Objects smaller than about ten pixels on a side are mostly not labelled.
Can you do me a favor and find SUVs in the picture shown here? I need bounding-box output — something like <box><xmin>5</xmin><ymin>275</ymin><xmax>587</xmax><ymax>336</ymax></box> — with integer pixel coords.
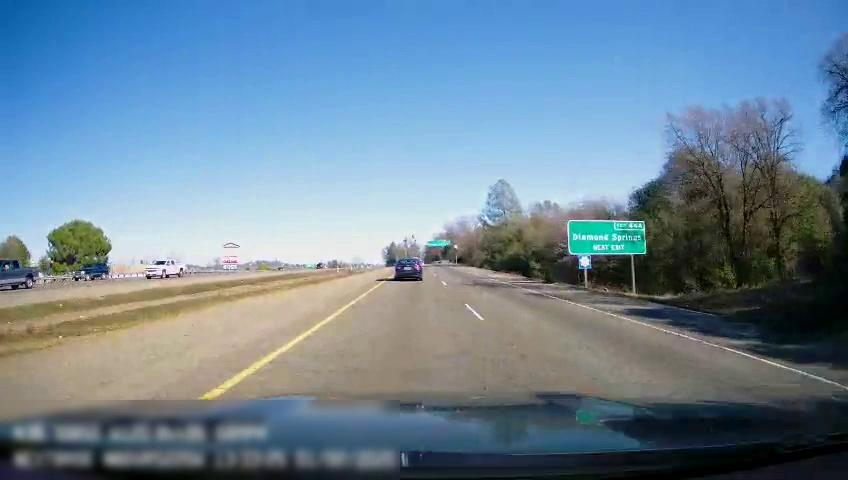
<box><xmin>71</xmin><ymin>263</ymin><xmax>109</xmax><ymax>281</ymax></box>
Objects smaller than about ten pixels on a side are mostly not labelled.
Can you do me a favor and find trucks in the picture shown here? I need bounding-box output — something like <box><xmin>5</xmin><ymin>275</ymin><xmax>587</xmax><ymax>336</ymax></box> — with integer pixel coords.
<box><xmin>0</xmin><ymin>259</ymin><xmax>41</xmax><ymax>290</ymax></box>
<box><xmin>144</xmin><ymin>259</ymin><xmax>187</xmax><ymax>280</ymax></box>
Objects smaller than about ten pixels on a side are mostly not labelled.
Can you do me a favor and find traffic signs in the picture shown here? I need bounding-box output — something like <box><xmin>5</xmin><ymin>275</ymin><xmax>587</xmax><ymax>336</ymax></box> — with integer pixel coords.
<box><xmin>579</xmin><ymin>253</ymin><xmax>592</xmax><ymax>270</ymax></box>
<box><xmin>425</xmin><ymin>239</ymin><xmax>450</xmax><ymax>248</ymax></box>
<box><xmin>568</xmin><ymin>220</ymin><xmax>647</xmax><ymax>255</ymax></box>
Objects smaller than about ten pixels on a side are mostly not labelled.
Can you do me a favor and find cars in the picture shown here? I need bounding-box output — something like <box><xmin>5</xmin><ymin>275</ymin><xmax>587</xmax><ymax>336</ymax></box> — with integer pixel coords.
<box><xmin>394</xmin><ymin>258</ymin><xmax>425</xmax><ymax>283</ymax></box>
